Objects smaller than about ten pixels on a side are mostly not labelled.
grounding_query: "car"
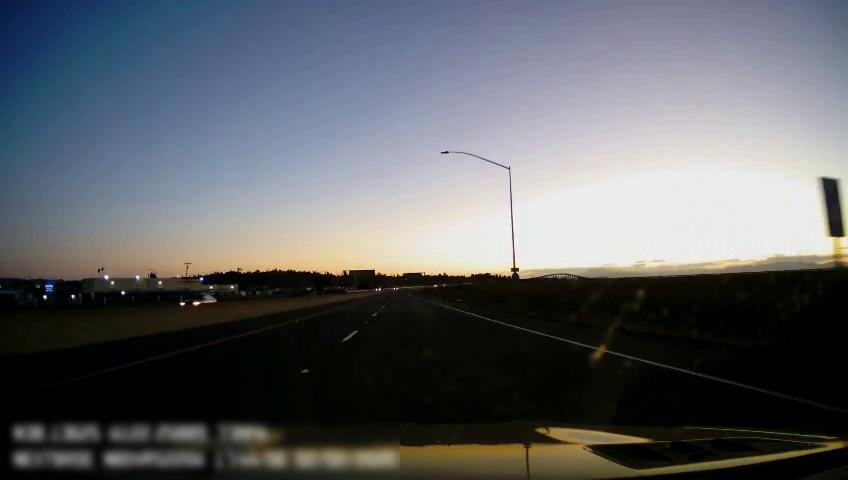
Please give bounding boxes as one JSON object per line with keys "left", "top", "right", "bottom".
{"left": 179, "top": 293, "right": 217, "bottom": 307}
